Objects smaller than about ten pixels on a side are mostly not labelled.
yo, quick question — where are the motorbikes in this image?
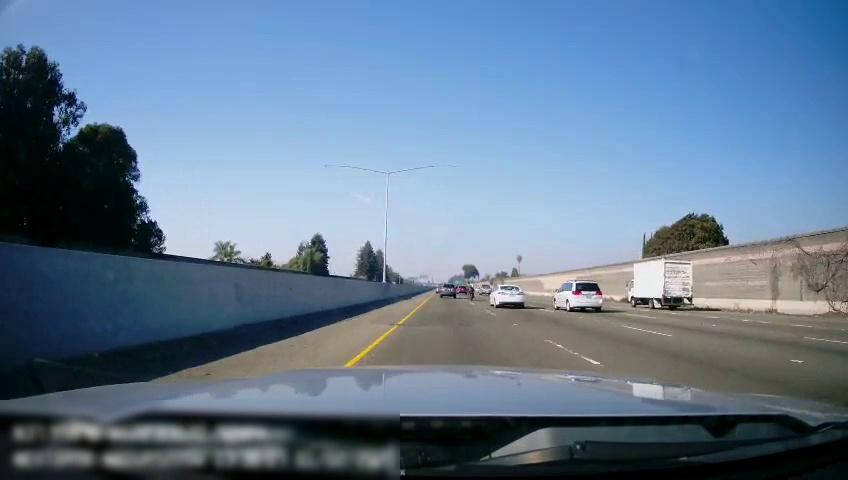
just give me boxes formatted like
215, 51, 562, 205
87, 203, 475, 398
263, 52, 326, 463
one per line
466, 285, 475, 301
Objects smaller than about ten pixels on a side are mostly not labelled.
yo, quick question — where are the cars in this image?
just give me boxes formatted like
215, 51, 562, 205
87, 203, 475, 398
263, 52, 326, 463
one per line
455, 285, 468, 295
478, 284, 492, 296
489, 284, 526, 309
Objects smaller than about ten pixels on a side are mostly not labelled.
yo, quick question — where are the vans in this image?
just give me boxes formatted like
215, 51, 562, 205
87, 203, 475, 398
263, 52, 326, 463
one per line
551, 280, 603, 313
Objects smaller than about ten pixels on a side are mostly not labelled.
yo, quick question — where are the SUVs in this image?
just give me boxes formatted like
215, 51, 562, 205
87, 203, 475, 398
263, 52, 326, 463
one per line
439, 283, 457, 299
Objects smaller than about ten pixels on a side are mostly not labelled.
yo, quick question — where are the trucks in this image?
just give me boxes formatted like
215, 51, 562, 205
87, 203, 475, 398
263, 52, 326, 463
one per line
625, 259, 694, 311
